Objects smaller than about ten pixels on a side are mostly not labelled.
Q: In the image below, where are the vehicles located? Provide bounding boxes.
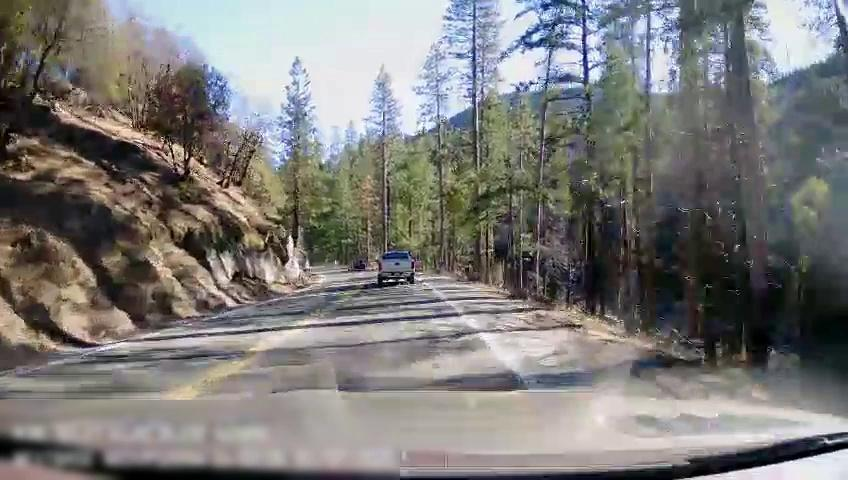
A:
[350,258,367,272]
[374,250,417,286]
